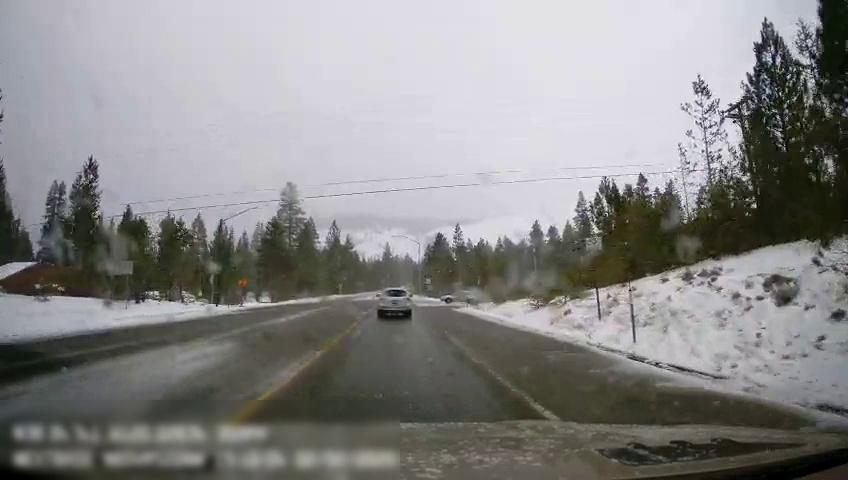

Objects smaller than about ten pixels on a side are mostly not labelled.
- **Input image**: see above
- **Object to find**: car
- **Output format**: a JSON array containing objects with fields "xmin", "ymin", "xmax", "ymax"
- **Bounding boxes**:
[{"xmin": 440, "ymin": 290, "xmax": 475, "ymax": 304}]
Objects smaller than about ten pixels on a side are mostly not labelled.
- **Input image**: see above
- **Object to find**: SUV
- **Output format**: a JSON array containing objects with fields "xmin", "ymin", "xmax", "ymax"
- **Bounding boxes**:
[{"xmin": 376, "ymin": 286, "xmax": 414, "ymax": 317}]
